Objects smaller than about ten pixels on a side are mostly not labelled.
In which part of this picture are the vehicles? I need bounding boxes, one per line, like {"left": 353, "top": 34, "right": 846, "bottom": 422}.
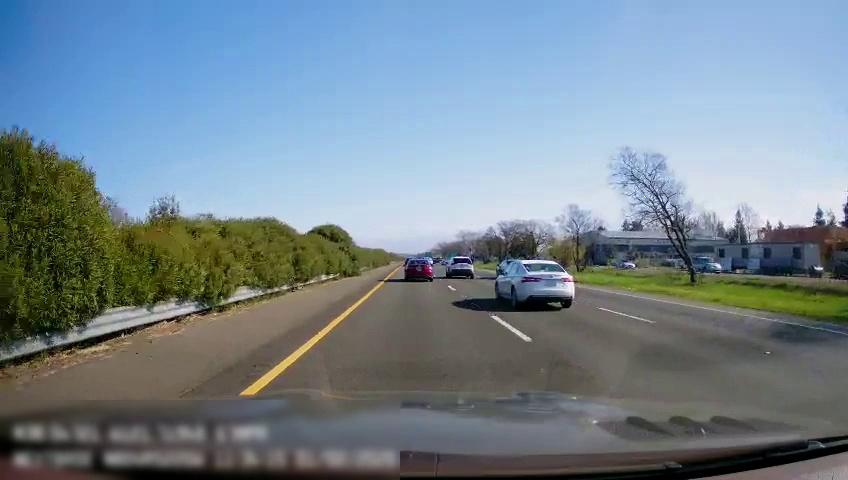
{"left": 686, "top": 256, "right": 723, "bottom": 274}
{"left": 494, "top": 260, "right": 576, "bottom": 310}
{"left": 445, "top": 256, "right": 474, "bottom": 278}
{"left": 401, "top": 258, "right": 434, "bottom": 281}
{"left": 497, "top": 258, "right": 528, "bottom": 280}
